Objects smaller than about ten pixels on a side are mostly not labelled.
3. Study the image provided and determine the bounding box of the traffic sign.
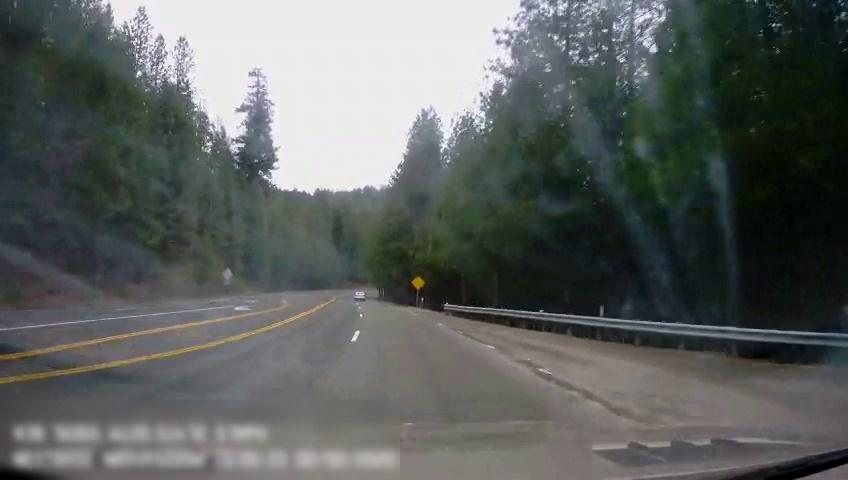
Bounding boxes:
[411,276,425,290]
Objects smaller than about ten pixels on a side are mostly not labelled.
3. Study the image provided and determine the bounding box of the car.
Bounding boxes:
[353,291,367,302]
